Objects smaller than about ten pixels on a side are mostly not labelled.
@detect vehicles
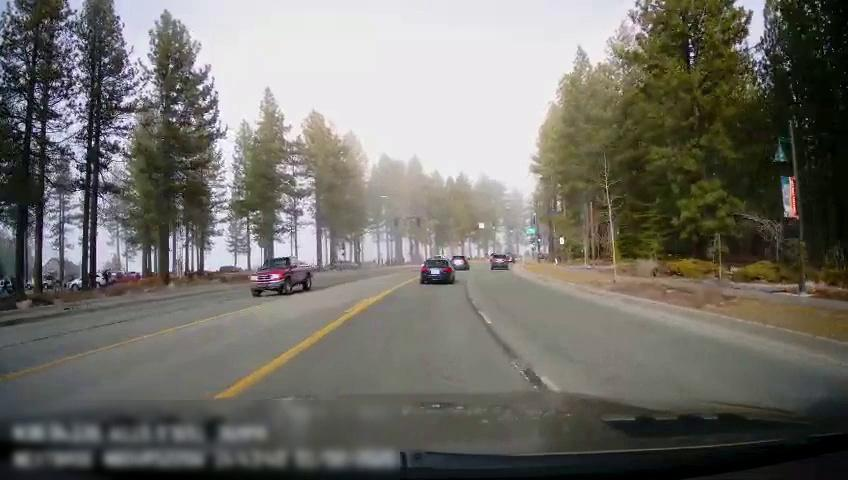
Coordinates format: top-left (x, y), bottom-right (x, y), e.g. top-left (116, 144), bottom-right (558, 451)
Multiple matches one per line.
top-left (69, 274), bottom-right (105, 291)
top-left (420, 256), bottom-right (454, 285)
top-left (25, 277), bottom-right (50, 290)
top-left (490, 254), bottom-right (510, 271)
top-left (249, 257), bottom-right (314, 297)
top-left (451, 256), bottom-right (469, 271)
